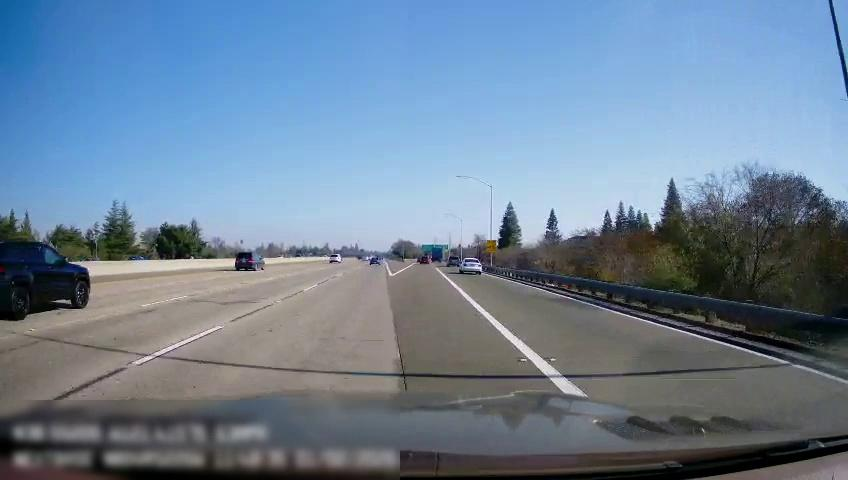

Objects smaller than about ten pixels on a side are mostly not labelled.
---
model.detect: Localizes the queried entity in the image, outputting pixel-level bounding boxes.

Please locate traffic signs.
[484,239,497,255]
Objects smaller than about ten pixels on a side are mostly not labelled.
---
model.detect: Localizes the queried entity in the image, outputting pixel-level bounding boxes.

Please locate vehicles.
[233,251,267,272]
[327,253,343,264]
[128,255,152,261]
[419,256,430,265]
[431,248,442,262]
[445,256,460,267]
[459,257,482,275]
[0,240,91,321]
